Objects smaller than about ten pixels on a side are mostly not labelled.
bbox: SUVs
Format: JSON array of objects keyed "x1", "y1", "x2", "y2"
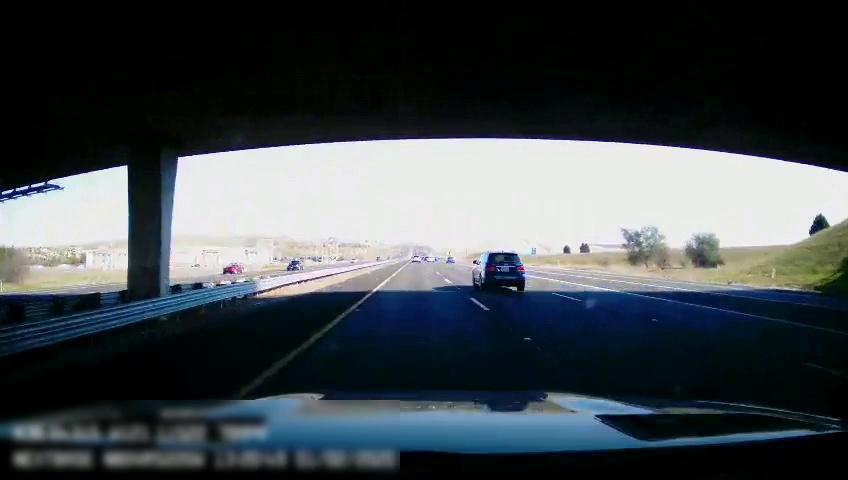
[
  {"x1": 222, "y1": 261, "x2": 246, "y2": 275},
  {"x1": 472, "y1": 252, "x2": 526, "y2": 293},
  {"x1": 286, "y1": 259, "x2": 305, "y2": 272}
]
